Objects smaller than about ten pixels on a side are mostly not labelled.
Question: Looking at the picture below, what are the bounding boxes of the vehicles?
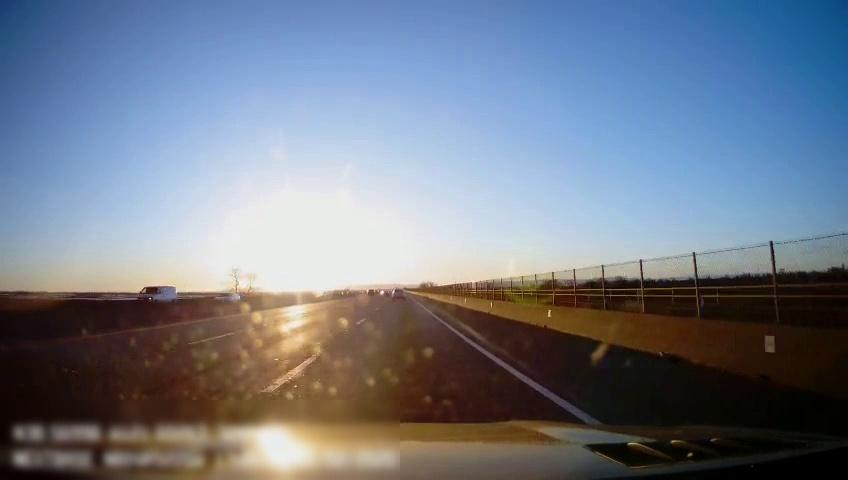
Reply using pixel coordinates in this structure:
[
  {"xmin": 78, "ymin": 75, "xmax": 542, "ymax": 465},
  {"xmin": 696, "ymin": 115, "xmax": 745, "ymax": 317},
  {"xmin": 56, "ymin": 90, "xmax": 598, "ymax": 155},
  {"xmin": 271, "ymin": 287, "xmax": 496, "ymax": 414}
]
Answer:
[
  {"xmin": 136, "ymin": 286, "xmax": 177, "ymax": 304},
  {"xmin": 213, "ymin": 292, "xmax": 241, "ymax": 302},
  {"xmin": 391, "ymin": 288, "xmax": 406, "ymax": 301}
]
